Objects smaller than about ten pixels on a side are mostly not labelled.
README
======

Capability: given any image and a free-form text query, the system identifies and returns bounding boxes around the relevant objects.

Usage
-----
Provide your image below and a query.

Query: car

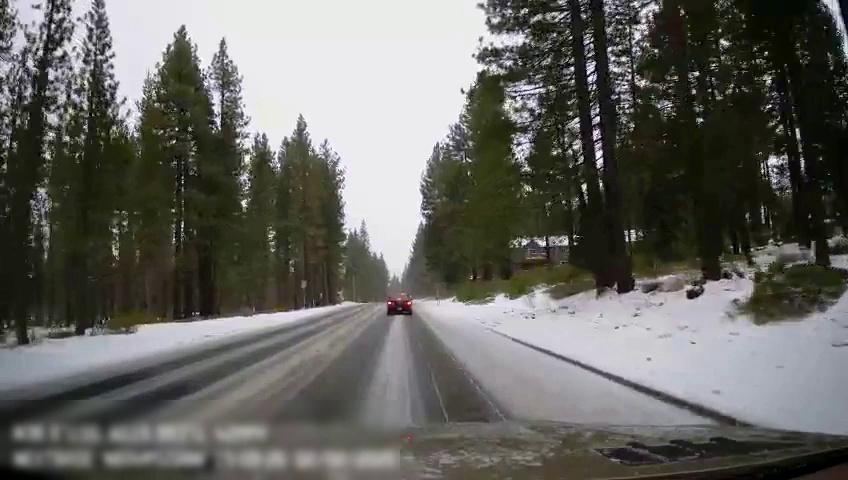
[386,294,413,316]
